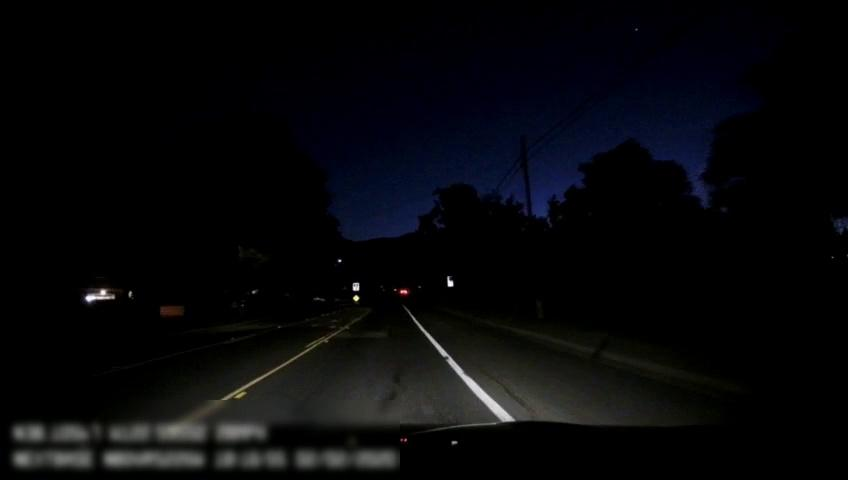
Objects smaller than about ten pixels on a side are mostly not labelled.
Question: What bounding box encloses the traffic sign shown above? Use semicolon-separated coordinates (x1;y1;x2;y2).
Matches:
447;275;454;287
